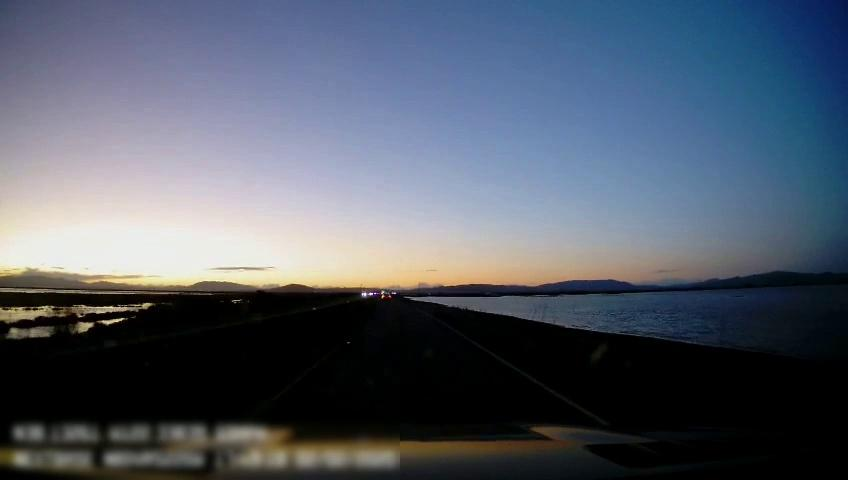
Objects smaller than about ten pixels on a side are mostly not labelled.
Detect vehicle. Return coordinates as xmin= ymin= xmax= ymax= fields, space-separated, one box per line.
xmin=380 ymin=291 xmax=392 ymax=300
